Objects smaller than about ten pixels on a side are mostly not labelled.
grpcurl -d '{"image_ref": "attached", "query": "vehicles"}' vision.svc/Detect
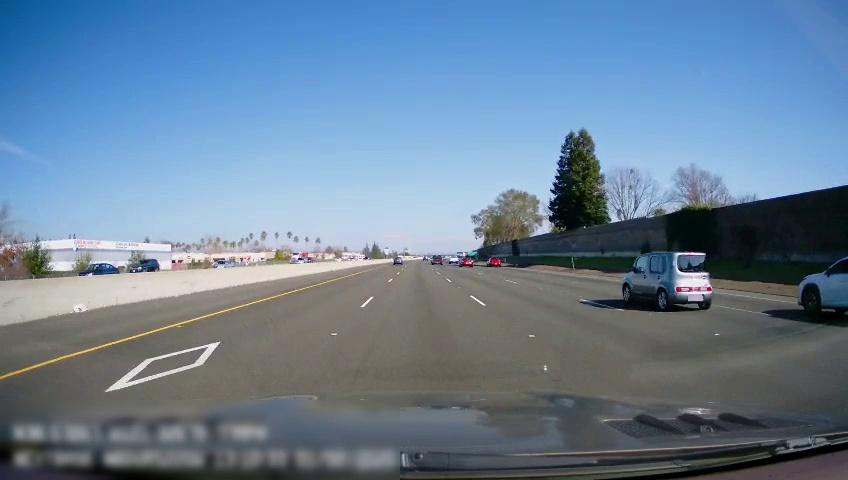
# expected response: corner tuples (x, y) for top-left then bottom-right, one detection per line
(457, 256), (473, 268)
(77, 262), (121, 277)
(430, 254), (443, 265)
(211, 259), (234, 269)
(485, 258), (502, 268)
(128, 259), (161, 274)
(620, 251), (711, 312)
(798, 256), (848, 316)
(392, 256), (403, 266)
(289, 251), (309, 264)
(295, 256), (308, 264)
